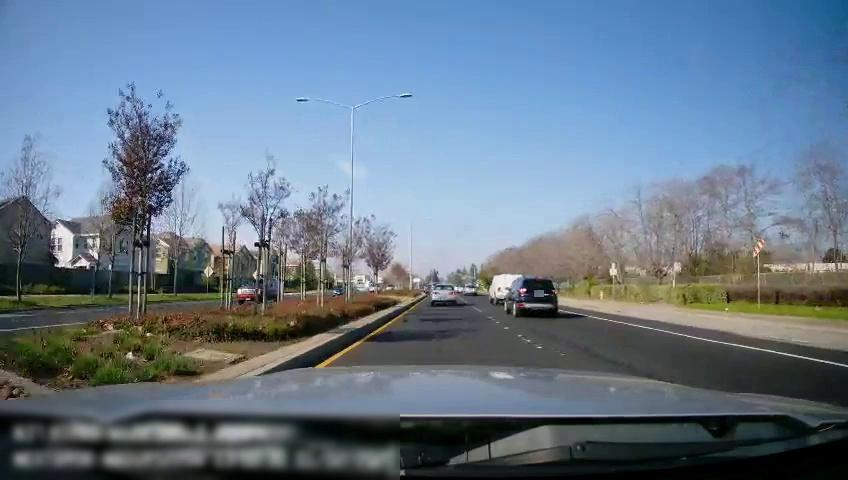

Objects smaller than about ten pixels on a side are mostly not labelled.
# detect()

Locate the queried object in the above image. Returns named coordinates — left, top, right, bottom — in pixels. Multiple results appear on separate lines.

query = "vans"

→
left=486, top=274, right=523, bottom=306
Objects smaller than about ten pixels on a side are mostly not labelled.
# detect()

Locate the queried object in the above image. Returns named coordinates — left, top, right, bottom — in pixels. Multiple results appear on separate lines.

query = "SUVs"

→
left=236, top=277, right=283, bottom=305
left=504, top=277, right=559, bottom=318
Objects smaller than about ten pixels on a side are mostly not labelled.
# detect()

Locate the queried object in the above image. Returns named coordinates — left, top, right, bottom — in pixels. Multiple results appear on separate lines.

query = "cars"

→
left=332, top=287, right=343, bottom=297
left=463, top=283, right=478, bottom=296
left=430, top=282, right=455, bottom=306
